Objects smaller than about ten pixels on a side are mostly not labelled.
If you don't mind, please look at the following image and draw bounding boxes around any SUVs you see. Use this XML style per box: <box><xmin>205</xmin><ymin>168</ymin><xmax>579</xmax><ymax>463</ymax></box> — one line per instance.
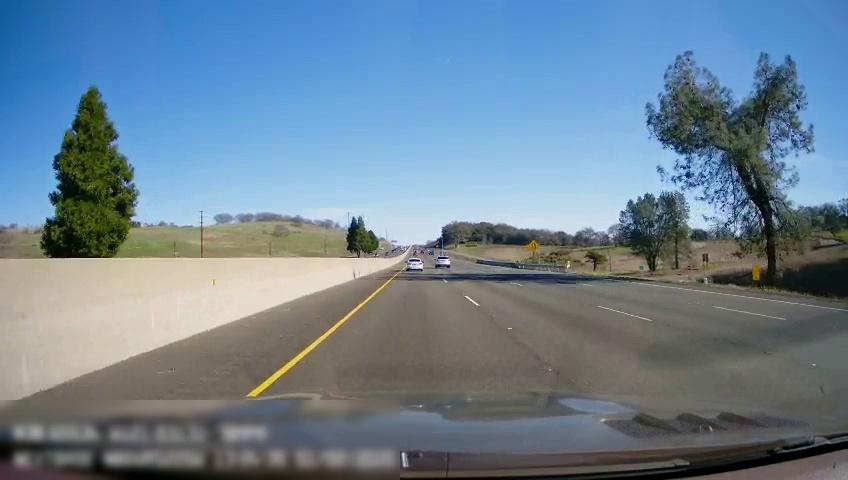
<box><xmin>434</xmin><ymin>255</ymin><xmax>451</xmax><ymax>269</ymax></box>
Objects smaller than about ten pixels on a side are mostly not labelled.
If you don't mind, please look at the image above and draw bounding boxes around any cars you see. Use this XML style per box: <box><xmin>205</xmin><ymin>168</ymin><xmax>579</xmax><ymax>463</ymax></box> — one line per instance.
<box><xmin>405</xmin><ymin>258</ymin><xmax>424</xmax><ymax>272</ymax></box>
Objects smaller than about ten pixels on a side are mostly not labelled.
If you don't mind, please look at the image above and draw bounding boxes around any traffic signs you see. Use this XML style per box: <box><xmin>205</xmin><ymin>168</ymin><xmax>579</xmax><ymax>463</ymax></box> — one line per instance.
<box><xmin>752</xmin><ymin>265</ymin><xmax>761</xmax><ymax>281</ymax></box>
<box><xmin>527</xmin><ymin>240</ymin><xmax>540</xmax><ymax>251</ymax></box>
